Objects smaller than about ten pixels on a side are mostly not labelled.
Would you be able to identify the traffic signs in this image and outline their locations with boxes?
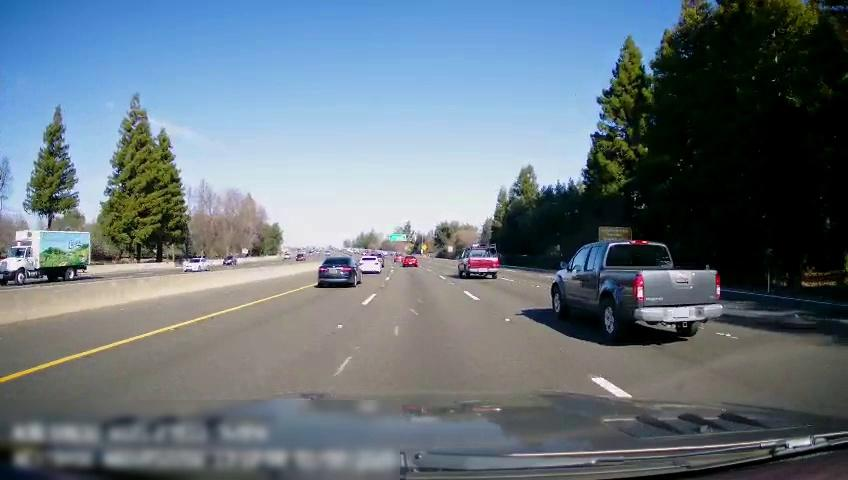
[386,233,407,241]
[598,226,633,242]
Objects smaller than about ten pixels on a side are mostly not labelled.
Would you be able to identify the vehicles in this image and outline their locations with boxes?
[402,255,419,268]
[0,230,91,287]
[182,257,209,273]
[295,253,305,262]
[550,237,726,341]
[370,253,385,269]
[456,243,500,280]
[222,255,238,265]
[317,257,363,288]
[357,255,382,274]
